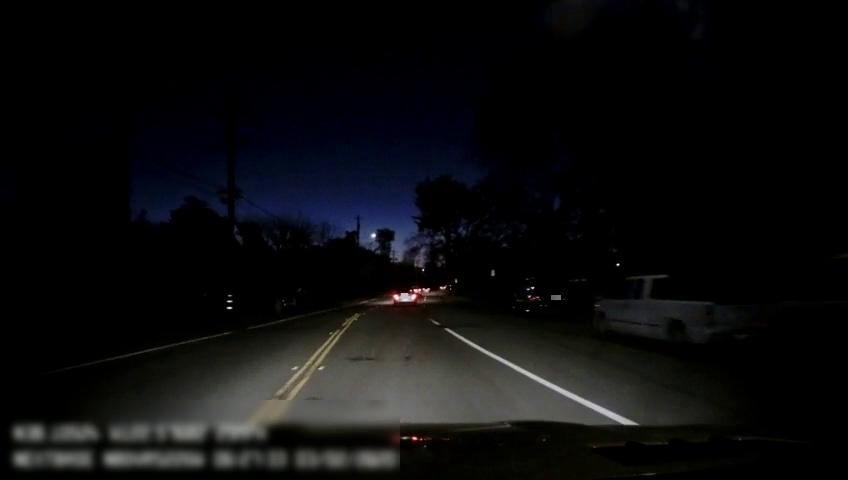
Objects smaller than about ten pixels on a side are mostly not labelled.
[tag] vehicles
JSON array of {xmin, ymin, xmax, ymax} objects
[
  {"xmin": 511, "ymin": 274, "xmax": 577, "ymax": 319},
  {"xmin": 592, "ymin": 274, "xmax": 770, "ymax": 357},
  {"xmin": 765, "ymin": 254, "xmax": 848, "ymax": 386},
  {"xmin": 414, "ymin": 286, "xmax": 423, "ymax": 299},
  {"xmin": 392, "ymin": 286, "xmax": 418, "ymax": 306}
]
